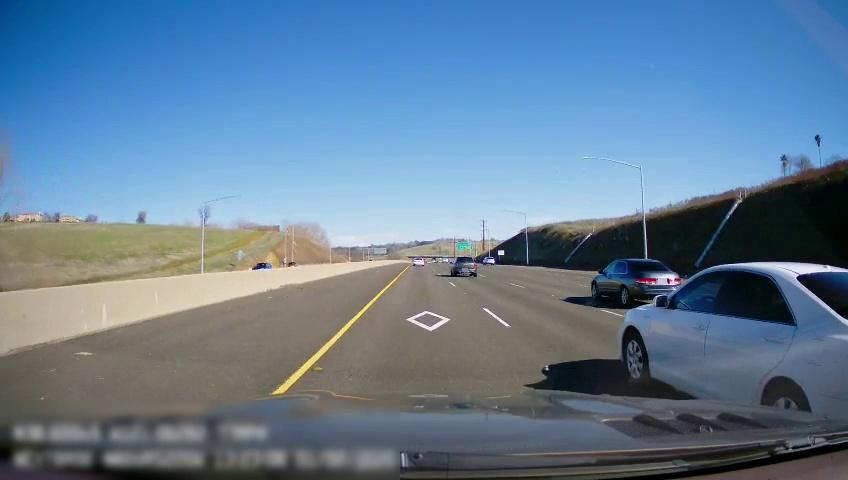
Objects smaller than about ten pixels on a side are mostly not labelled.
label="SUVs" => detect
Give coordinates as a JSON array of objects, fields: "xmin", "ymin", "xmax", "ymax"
[
  {"xmin": 483, "ymin": 256, "xmax": 495, "ymax": 265},
  {"xmin": 413, "ymin": 256, "xmax": 425, "ymax": 266}
]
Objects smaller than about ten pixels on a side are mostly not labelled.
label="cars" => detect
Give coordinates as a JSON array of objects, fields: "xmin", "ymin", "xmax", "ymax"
[
  {"xmin": 251, "ymin": 262, "xmax": 273, "ymax": 270},
  {"xmin": 591, "ymin": 258, "xmax": 680, "ymax": 307},
  {"xmin": 618, "ymin": 262, "xmax": 848, "ymax": 415},
  {"xmin": 449, "ymin": 257, "xmax": 477, "ymax": 277}
]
